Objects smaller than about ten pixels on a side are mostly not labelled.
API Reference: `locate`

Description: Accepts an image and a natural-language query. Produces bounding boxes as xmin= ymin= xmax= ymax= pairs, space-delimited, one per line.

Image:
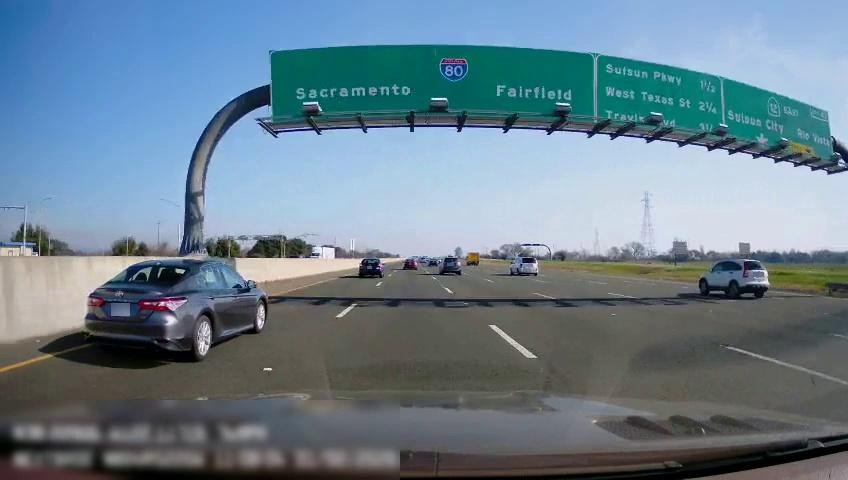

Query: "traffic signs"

xmin=738 ymin=242 xmax=751 ymax=256
xmin=349 ymin=239 xmax=355 ymax=251
xmin=268 ymin=42 xmax=833 ymax=163
xmin=672 ymin=240 xmax=688 ymax=254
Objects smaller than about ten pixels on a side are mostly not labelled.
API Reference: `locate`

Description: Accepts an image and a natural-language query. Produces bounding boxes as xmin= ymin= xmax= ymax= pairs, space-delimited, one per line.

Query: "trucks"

xmin=466 ymin=252 xmax=480 ymax=266
xmin=307 ymin=246 xmax=336 ymax=259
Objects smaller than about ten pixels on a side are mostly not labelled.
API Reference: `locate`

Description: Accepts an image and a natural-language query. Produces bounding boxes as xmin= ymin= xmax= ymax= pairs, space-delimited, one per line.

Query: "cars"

xmin=82 ymin=257 xmax=270 ymax=361
xmin=403 ymin=259 xmax=417 ymax=271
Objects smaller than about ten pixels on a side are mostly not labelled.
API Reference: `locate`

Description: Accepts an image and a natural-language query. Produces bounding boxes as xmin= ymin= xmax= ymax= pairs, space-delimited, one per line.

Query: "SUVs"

xmin=698 ymin=257 xmax=770 ymax=299
xmin=358 ymin=258 xmax=385 ymax=278
xmin=437 ymin=256 xmax=462 ymax=277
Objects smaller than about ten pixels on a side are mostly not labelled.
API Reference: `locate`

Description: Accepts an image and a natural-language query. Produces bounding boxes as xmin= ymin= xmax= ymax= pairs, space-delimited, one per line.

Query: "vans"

xmin=510 ymin=256 xmax=539 ymax=277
